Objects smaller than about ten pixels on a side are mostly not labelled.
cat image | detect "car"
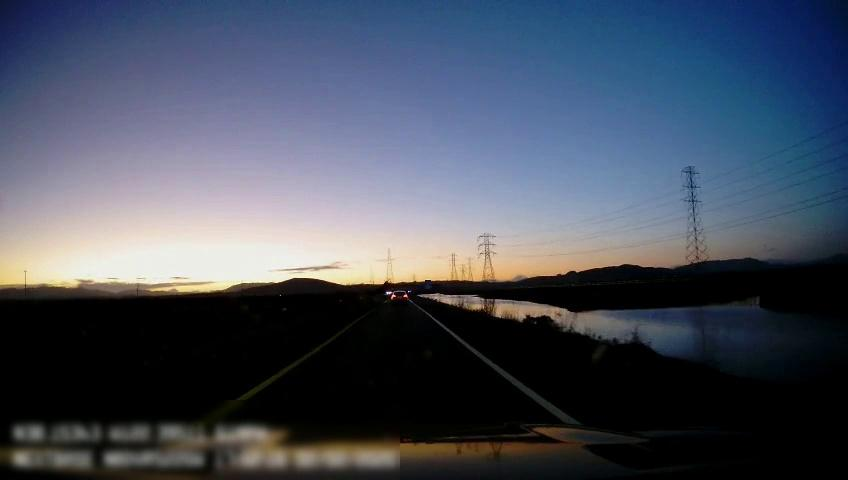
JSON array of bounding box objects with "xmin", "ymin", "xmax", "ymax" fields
[{"xmin": 391, "ymin": 290, "xmax": 409, "ymax": 304}]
